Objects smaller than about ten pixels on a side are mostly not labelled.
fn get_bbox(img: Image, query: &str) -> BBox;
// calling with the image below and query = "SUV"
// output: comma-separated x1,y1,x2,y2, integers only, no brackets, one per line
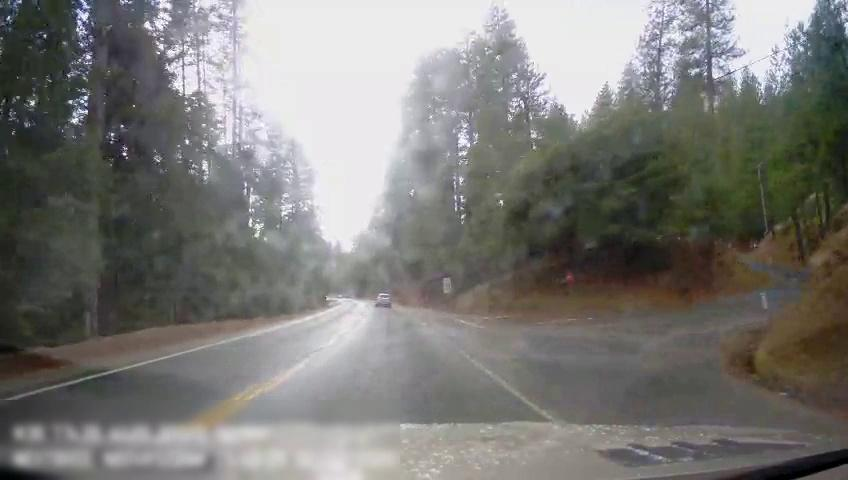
374,292,392,308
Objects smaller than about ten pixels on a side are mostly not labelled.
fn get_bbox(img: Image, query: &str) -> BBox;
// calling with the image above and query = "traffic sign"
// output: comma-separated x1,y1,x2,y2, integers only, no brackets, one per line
442,277,452,295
